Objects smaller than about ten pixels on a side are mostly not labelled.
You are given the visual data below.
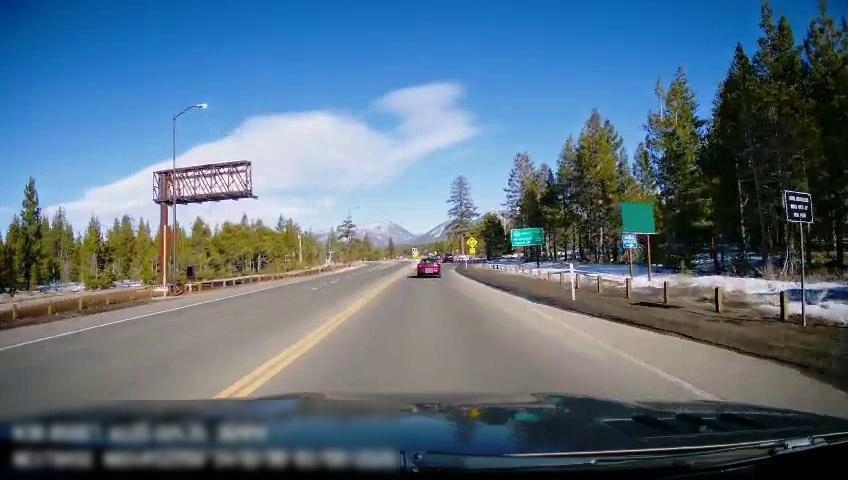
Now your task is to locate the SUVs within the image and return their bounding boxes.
[443,254,454,264]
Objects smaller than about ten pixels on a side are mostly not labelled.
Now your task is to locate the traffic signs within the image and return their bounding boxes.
[784,191,814,225]
[622,234,638,248]
[615,200,657,234]
[466,237,478,248]
[510,228,545,247]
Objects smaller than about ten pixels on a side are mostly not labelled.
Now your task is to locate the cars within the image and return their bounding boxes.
[416,257,442,279]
